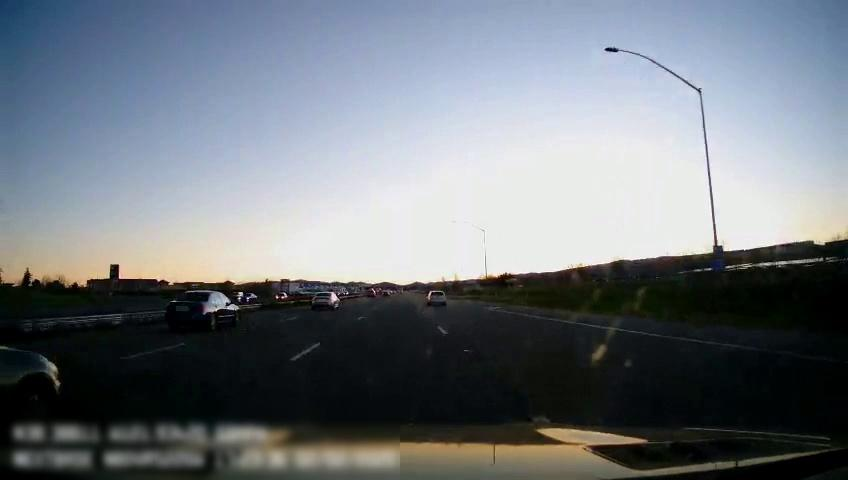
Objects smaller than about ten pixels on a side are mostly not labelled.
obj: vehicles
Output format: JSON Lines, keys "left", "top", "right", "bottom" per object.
{"left": 426, "top": 290, "right": 447, "bottom": 307}
{"left": 165, "top": 290, "right": 242, "bottom": 333}
{"left": 0, "top": 343, "right": 62, "bottom": 452}
{"left": 237, "top": 293, "right": 258, "bottom": 305}
{"left": 366, "top": 289, "right": 376, "bottom": 298}
{"left": 275, "top": 292, "right": 289, "bottom": 301}
{"left": 230, "top": 291, "right": 243, "bottom": 302}
{"left": 311, "top": 292, "right": 340, "bottom": 312}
